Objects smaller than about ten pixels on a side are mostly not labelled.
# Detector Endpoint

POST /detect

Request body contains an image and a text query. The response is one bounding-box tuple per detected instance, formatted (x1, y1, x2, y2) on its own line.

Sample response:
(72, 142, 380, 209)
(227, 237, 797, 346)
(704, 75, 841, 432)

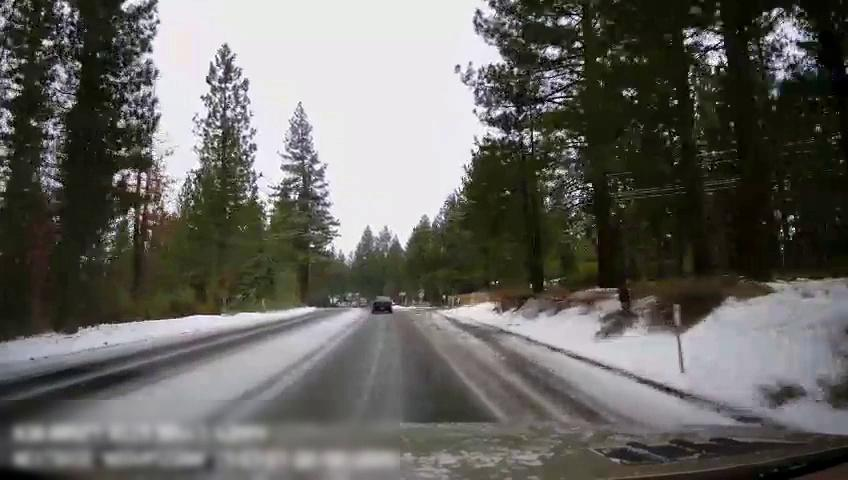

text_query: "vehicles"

(351, 297, 367, 309)
(371, 295, 393, 315)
